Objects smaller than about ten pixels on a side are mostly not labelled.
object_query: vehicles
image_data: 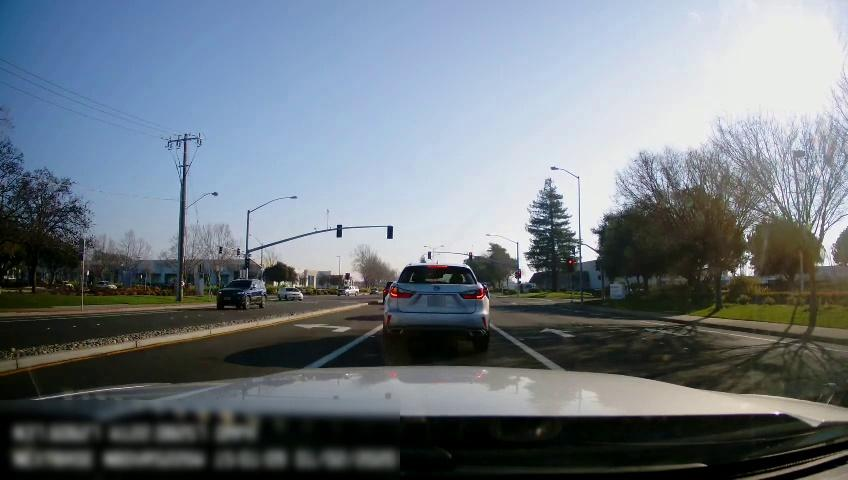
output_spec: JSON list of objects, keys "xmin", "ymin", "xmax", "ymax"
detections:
[
  {"xmin": 277, "ymin": 287, "xmax": 304, "ymax": 301},
  {"xmin": 384, "ymin": 264, "xmax": 490, "ymax": 351},
  {"xmin": 337, "ymin": 285, "xmax": 359, "ymax": 296},
  {"xmin": 216, "ymin": 278, "xmax": 267, "ymax": 311},
  {"xmin": 382, "ymin": 280, "xmax": 396, "ymax": 305}
]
